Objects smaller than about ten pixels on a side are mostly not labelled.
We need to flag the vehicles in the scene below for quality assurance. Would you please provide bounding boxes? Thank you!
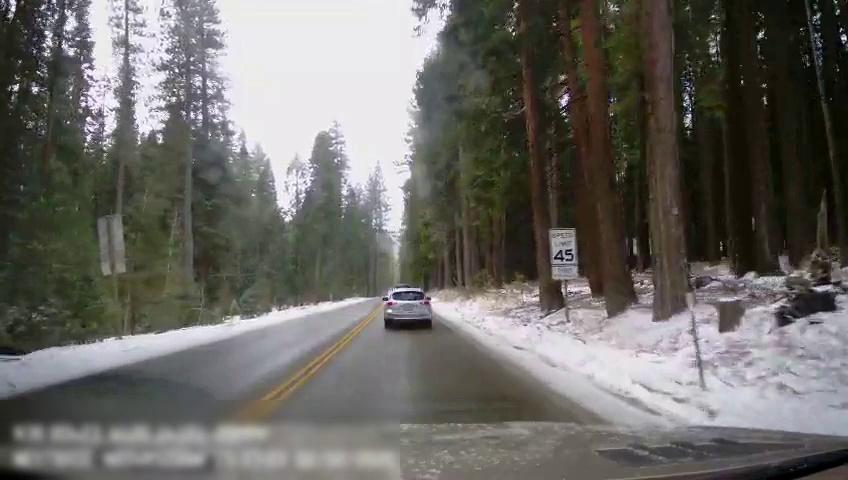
[393,282,411,290]
[382,287,433,329]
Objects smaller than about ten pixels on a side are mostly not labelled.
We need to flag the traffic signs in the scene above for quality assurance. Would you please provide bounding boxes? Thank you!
[551,266,579,281]
[548,227,579,266]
